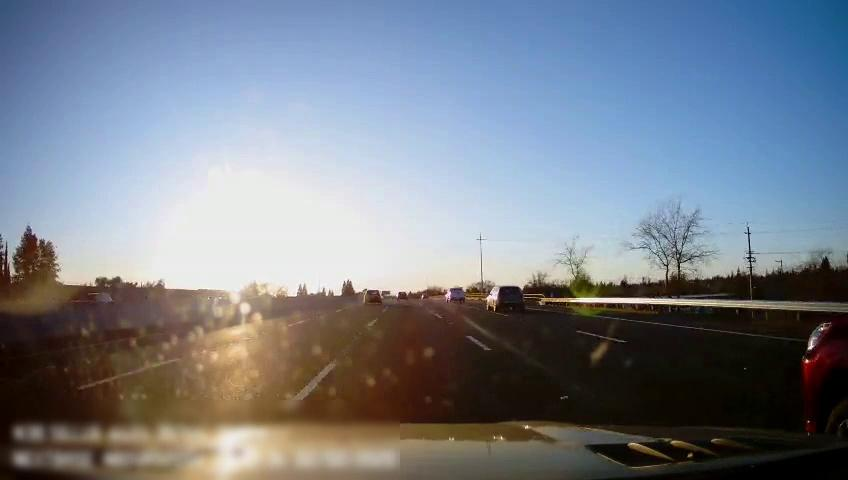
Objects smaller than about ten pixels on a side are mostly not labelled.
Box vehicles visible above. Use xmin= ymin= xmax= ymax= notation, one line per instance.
xmin=396 ymin=291 xmax=409 ymax=302
xmin=486 ymin=285 xmax=524 ymax=312
xmin=799 ymin=312 xmax=848 ymax=441
xmin=445 ymin=288 xmax=466 ymax=303
xmin=77 ymin=292 xmax=113 ymax=303
xmin=362 ymin=289 xmax=383 ymax=306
